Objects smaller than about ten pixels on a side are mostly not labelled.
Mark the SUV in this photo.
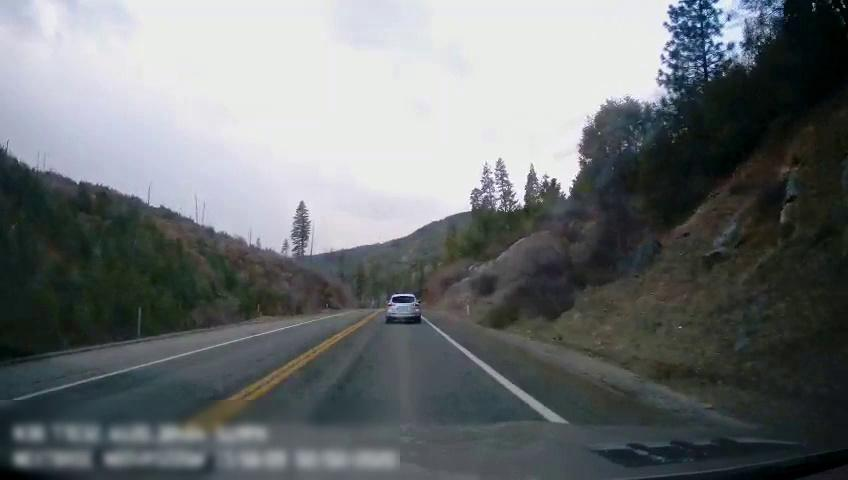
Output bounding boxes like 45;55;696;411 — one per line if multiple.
385;293;421;324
